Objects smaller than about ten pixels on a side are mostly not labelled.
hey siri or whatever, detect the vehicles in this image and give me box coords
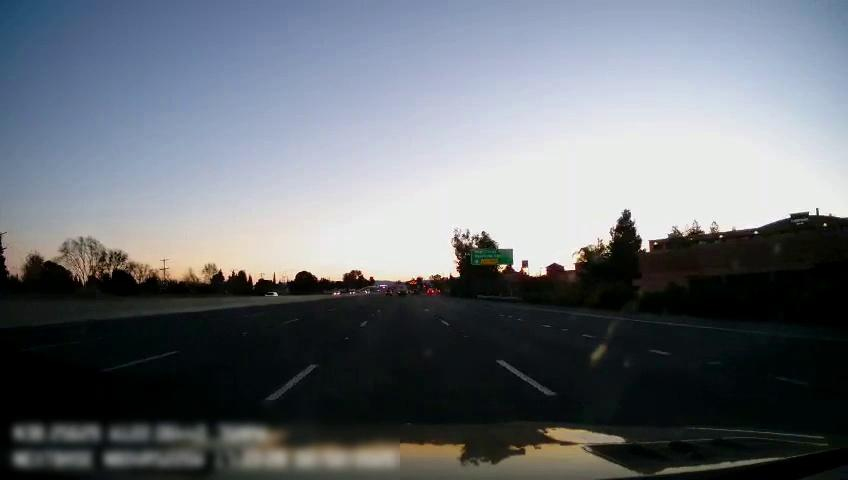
[397,284,406,296]
[264,292,279,297]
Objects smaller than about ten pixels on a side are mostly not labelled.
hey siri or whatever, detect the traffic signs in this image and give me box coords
[471,249,513,266]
